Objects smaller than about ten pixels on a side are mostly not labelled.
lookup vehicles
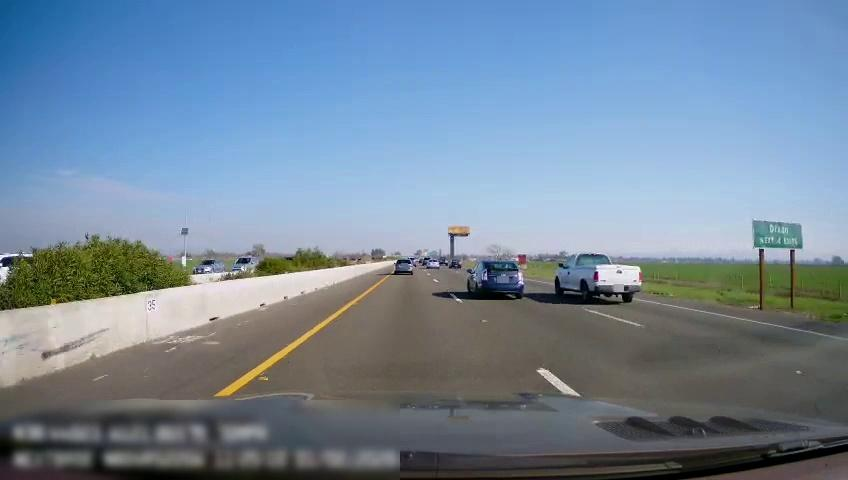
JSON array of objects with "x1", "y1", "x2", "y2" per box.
[
  {"x1": 231, "y1": 256, "x2": 260, "y2": 272},
  {"x1": 0, "y1": 251, "x2": 34, "y2": 283},
  {"x1": 393, "y1": 257, "x2": 415, "y2": 275},
  {"x1": 553, "y1": 253, "x2": 644, "y2": 303},
  {"x1": 465, "y1": 259, "x2": 525, "y2": 300},
  {"x1": 425, "y1": 257, "x2": 440, "y2": 269},
  {"x1": 193, "y1": 257, "x2": 226, "y2": 275}
]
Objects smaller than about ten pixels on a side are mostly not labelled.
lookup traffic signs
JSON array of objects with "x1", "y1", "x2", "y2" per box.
[{"x1": 753, "y1": 220, "x2": 803, "y2": 250}]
